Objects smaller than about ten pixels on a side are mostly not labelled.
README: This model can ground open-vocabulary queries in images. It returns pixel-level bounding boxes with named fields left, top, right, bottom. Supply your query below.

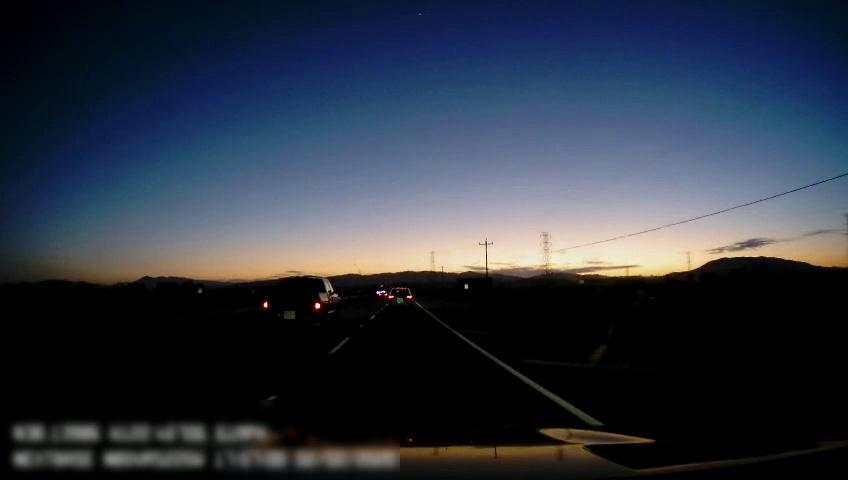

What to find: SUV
left=388, top=287, right=413, bottom=309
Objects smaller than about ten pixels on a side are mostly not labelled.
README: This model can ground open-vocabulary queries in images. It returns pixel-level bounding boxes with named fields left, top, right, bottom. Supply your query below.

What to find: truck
left=261, top=277, right=342, bottom=329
